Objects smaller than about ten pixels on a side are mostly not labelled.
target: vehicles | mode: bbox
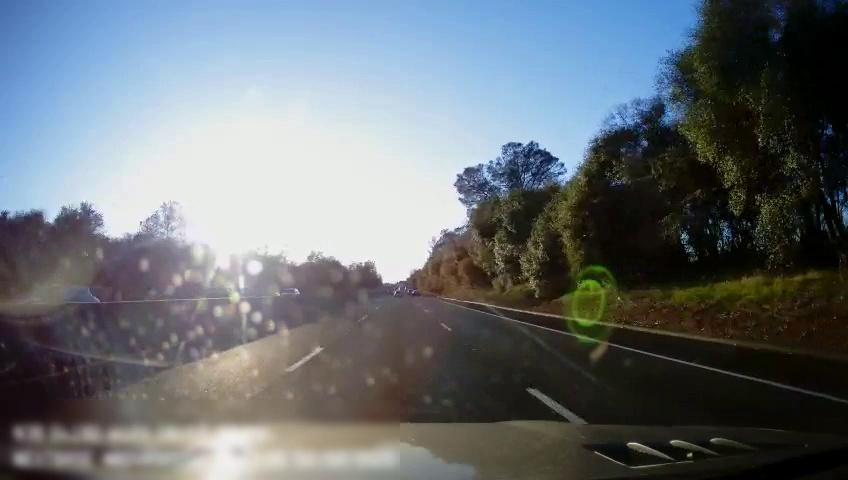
[394,289,403,297]
[44,287,99,303]
[279,288,301,297]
